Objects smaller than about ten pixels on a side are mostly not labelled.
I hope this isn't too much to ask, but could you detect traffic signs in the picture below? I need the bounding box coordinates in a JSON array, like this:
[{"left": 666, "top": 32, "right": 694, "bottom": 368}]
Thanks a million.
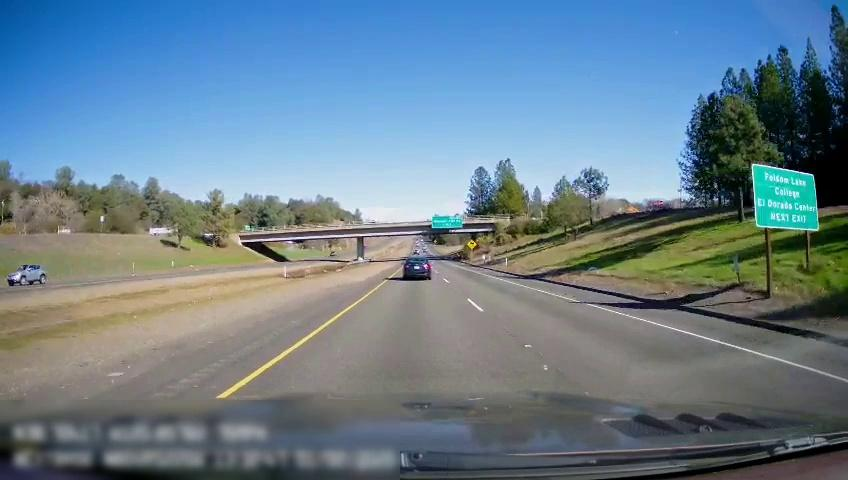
[
  {"left": 431, "top": 215, "right": 464, "bottom": 228},
  {"left": 467, "top": 239, "right": 477, "bottom": 250},
  {"left": 751, "top": 163, "right": 819, "bottom": 232}
]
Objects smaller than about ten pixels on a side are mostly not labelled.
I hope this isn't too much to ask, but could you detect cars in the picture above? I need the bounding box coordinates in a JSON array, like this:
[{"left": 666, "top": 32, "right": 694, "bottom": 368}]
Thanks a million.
[
  {"left": 403, "top": 256, "right": 432, "bottom": 279},
  {"left": 7, "top": 264, "right": 47, "bottom": 286}
]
